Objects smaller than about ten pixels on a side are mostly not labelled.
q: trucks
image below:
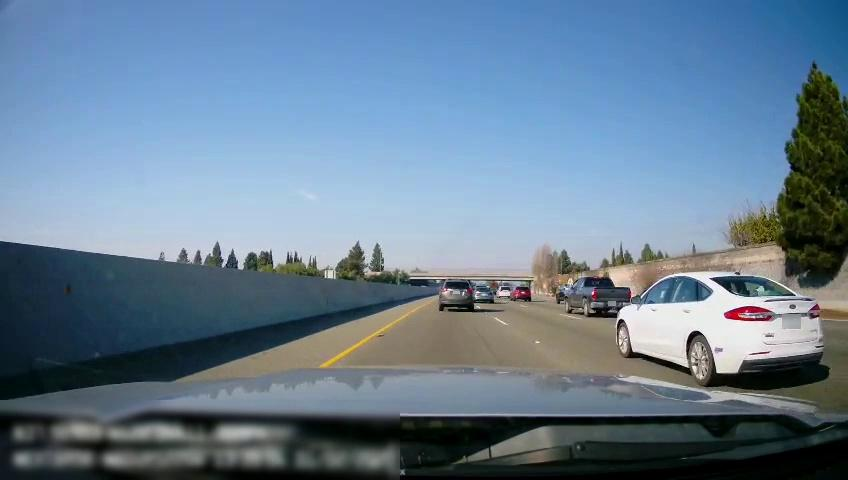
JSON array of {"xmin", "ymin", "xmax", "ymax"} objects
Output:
[
  {"xmin": 564, "ymin": 275, "xmax": 633, "ymax": 318},
  {"xmin": 555, "ymin": 272, "xmax": 583, "ymax": 305}
]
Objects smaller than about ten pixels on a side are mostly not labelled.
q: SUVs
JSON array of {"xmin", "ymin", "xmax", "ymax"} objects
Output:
[
  {"xmin": 438, "ymin": 278, "xmax": 475, "ymax": 313},
  {"xmin": 510, "ymin": 286, "xmax": 532, "ymax": 303}
]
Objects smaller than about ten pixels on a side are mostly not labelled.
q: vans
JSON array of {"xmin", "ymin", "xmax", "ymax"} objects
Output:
[{"xmin": 495, "ymin": 285, "xmax": 511, "ymax": 299}]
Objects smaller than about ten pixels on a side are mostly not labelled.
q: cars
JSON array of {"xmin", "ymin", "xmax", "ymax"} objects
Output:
[
  {"xmin": 471, "ymin": 285, "xmax": 494, "ymax": 304},
  {"xmin": 614, "ymin": 270, "xmax": 825, "ymax": 387}
]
